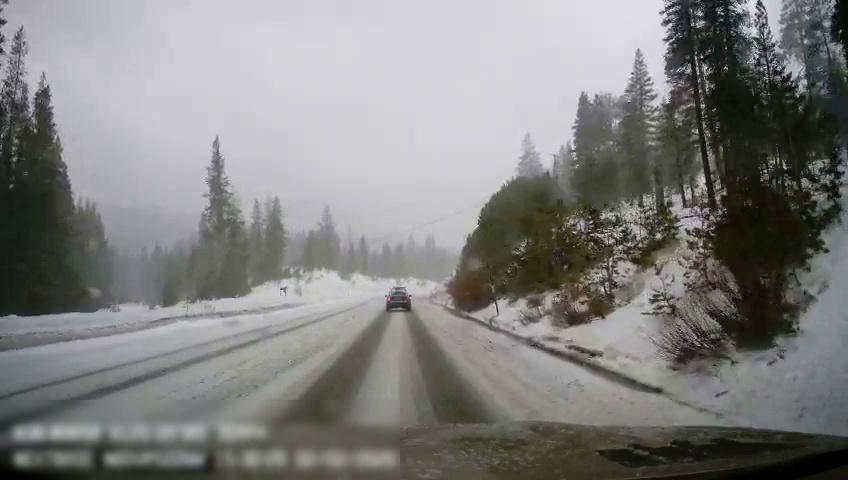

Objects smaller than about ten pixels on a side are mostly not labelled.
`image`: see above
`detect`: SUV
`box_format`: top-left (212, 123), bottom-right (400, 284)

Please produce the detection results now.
top-left (385, 286), bottom-right (413, 312)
